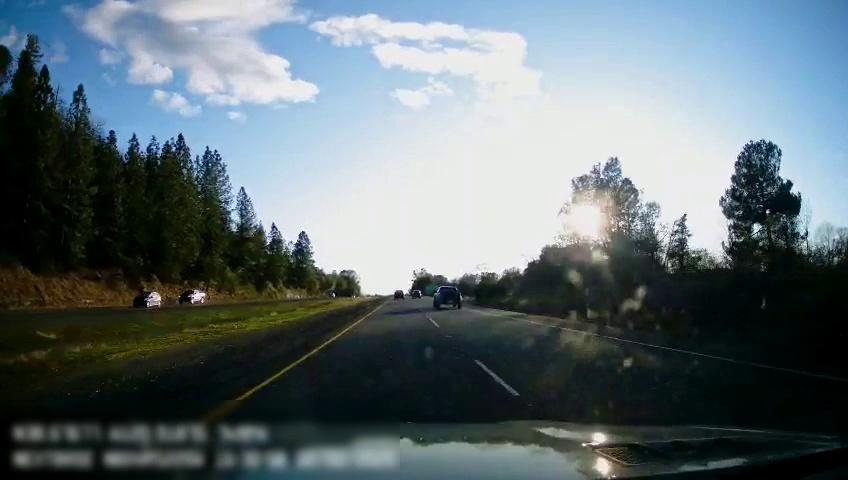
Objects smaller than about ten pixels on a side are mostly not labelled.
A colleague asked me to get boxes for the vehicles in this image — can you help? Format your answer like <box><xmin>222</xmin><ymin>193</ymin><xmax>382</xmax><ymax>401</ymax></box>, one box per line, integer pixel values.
<box><xmin>393</xmin><ymin>290</ymin><xmax>405</xmax><ymax>300</ymax></box>
<box><xmin>432</xmin><ymin>286</ymin><xmax>462</xmax><ymax>310</ymax></box>
<box><xmin>178</xmin><ymin>289</ymin><xmax>205</xmax><ymax>306</ymax></box>
<box><xmin>132</xmin><ymin>291</ymin><xmax>162</xmax><ymax>310</ymax></box>
<box><xmin>410</xmin><ymin>289</ymin><xmax>421</xmax><ymax>299</ymax></box>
